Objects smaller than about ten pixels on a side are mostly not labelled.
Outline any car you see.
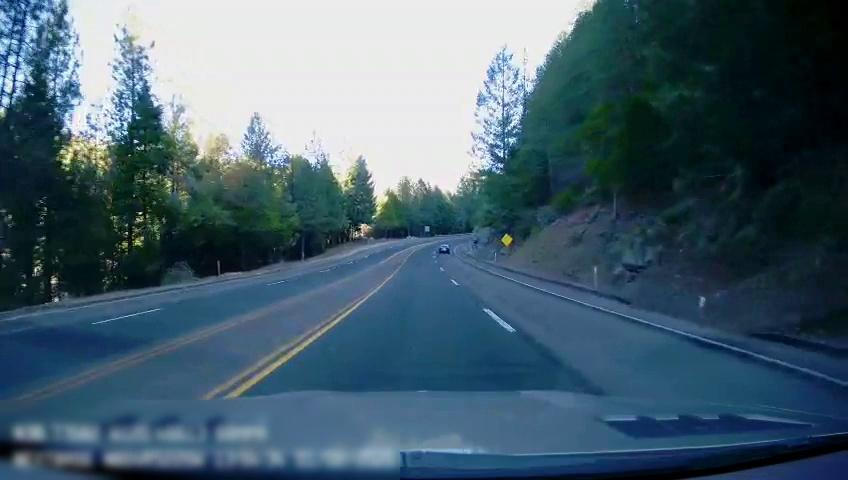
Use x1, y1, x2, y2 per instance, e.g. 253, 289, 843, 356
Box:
438, 244, 450, 254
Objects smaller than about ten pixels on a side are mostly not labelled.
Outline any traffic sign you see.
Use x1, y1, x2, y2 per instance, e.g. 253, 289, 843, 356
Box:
499, 232, 515, 248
